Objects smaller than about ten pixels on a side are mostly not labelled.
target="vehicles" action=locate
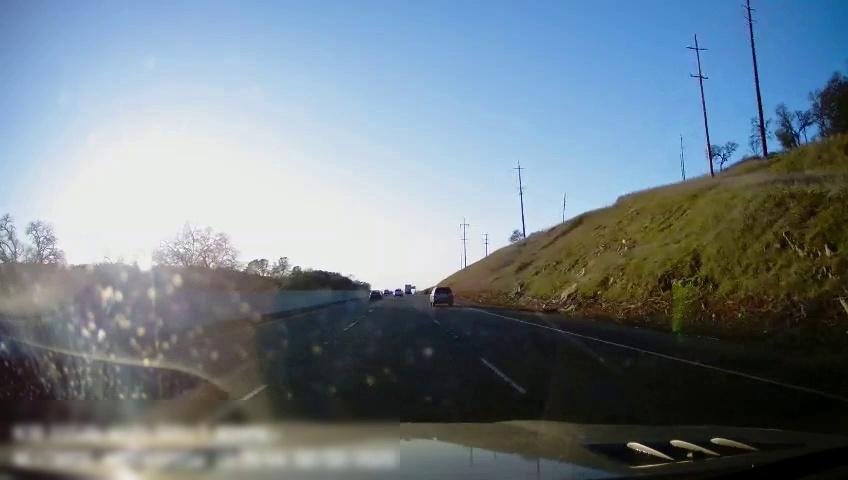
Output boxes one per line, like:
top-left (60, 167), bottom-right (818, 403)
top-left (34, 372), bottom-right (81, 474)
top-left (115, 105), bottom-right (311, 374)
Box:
top-left (404, 284), bottom-right (412, 295)
top-left (430, 287), bottom-right (453, 306)
top-left (370, 290), bottom-right (382, 300)
top-left (393, 288), bottom-right (404, 297)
